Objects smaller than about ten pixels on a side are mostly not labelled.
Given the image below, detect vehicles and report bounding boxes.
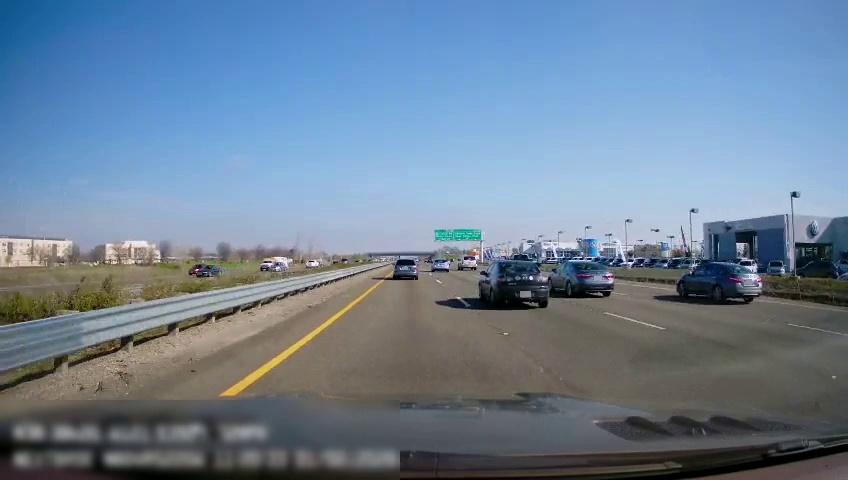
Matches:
[269,261,288,273]
[392,259,419,280]
[507,254,542,270]
[195,264,225,279]
[304,259,320,270]
[545,261,616,299]
[259,256,288,272]
[431,257,450,273]
[188,263,208,276]
[478,260,550,309]
[340,258,351,265]
[676,261,762,305]
[456,255,477,271]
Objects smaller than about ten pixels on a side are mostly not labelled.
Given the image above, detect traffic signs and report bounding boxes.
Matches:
[433,228,482,242]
